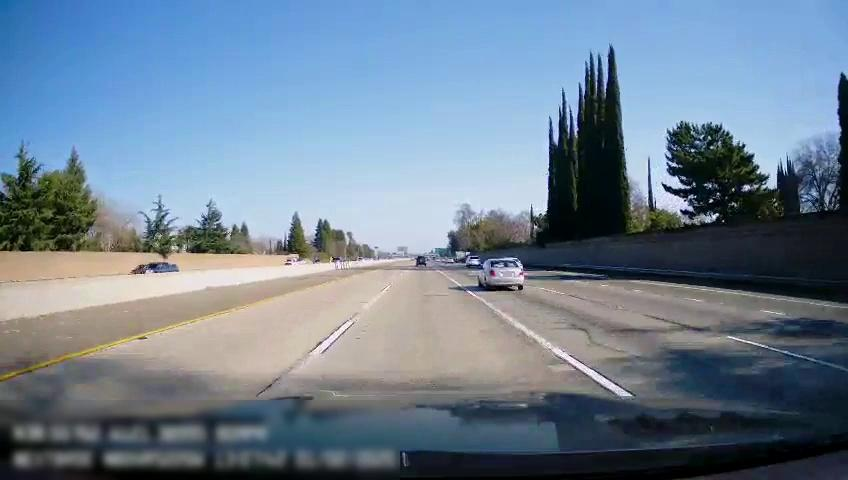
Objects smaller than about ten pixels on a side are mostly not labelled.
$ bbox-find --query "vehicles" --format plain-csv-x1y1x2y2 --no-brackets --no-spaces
476,258,525,291
452,250,466,263
415,255,426,267
127,262,181,275
465,255,481,267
